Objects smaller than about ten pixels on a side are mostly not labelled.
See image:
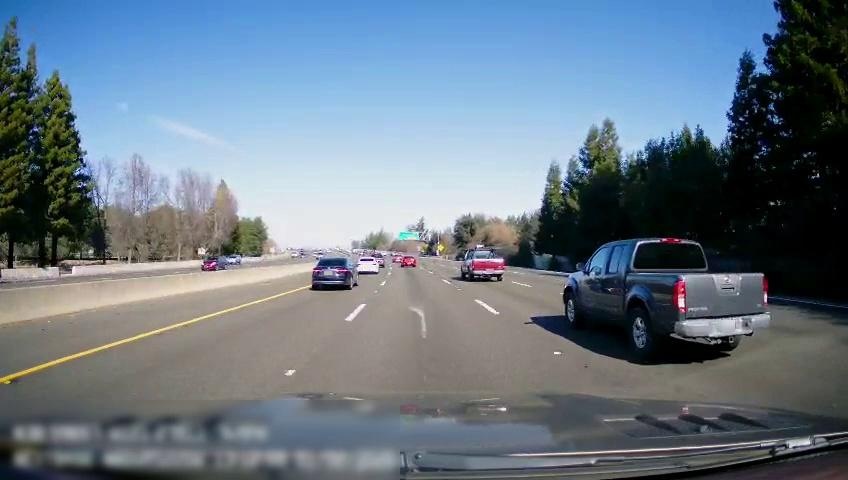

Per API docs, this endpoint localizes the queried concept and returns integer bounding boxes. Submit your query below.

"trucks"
[458,243,506,282]
[561,236,773,356]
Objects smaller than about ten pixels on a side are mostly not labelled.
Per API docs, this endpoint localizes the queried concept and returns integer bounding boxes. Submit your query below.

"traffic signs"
[399,231,420,241]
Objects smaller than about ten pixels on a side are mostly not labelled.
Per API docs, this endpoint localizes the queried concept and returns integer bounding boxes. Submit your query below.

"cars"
[355,256,379,275]
[200,255,226,271]
[400,255,417,268]
[311,257,360,290]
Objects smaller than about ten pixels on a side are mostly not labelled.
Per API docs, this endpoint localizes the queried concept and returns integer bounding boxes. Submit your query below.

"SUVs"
[226,255,242,266]
[371,252,385,268]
